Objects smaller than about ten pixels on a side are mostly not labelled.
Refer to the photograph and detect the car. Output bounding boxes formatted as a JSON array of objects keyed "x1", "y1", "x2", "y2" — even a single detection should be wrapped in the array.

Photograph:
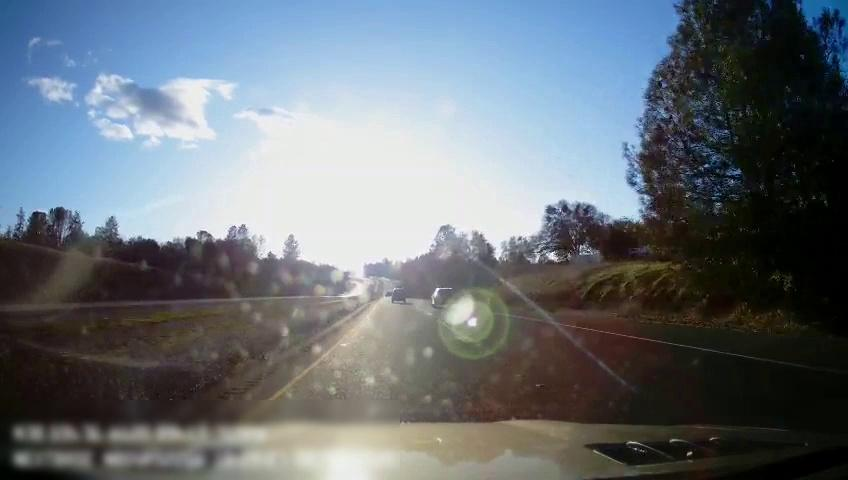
[{"x1": 391, "y1": 290, "x2": 406, "y2": 304}]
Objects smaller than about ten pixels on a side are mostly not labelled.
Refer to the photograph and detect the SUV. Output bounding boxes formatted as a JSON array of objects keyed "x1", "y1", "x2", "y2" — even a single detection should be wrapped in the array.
[{"x1": 432, "y1": 288, "x2": 456, "y2": 308}]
